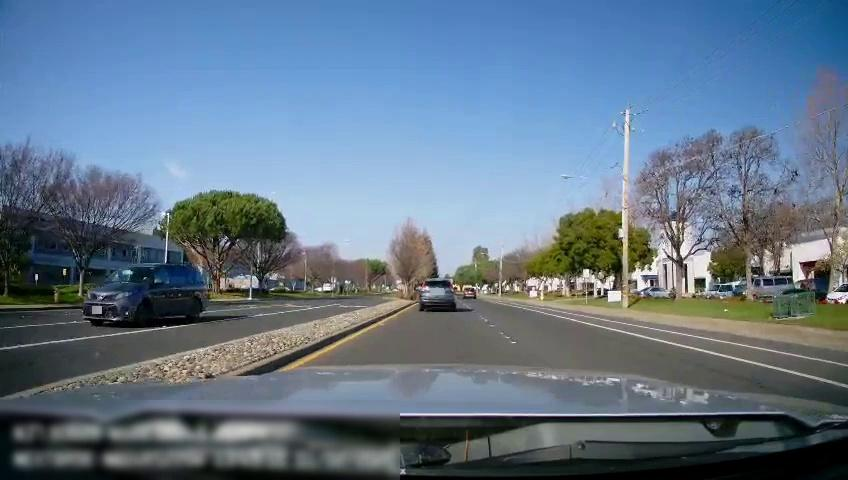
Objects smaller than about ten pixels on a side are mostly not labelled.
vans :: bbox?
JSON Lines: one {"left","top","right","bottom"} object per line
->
{"left": 80, "top": 263, "right": 208, "bottom": 328}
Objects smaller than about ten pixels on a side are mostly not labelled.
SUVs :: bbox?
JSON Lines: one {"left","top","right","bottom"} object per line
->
{"left": 462, "top": 287, "right": 476, "bottom": 299}
{"left": 419, "top": 278, "right": 458, "bottom": 311}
